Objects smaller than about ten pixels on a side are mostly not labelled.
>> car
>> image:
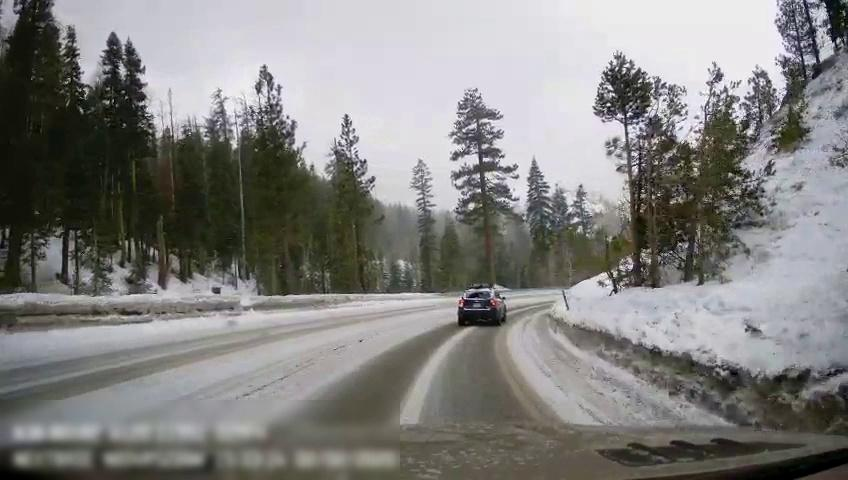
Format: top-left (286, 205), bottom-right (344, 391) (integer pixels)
top-left (457, 284), bottom-right (507, 327)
